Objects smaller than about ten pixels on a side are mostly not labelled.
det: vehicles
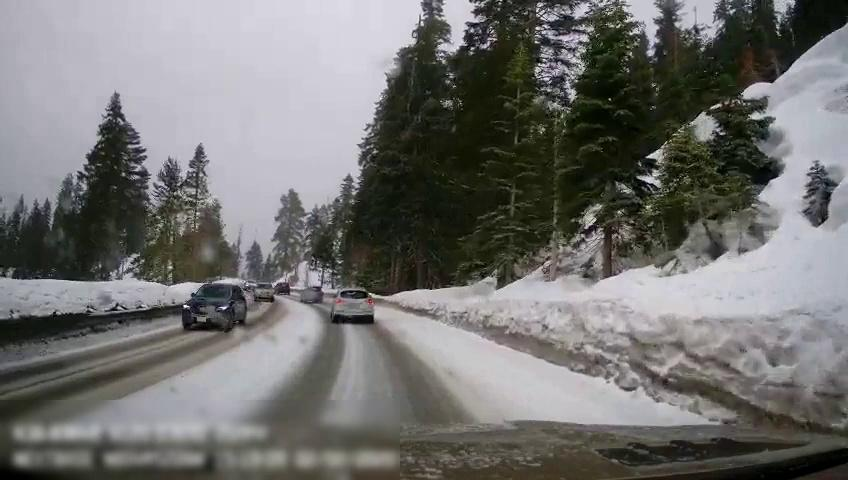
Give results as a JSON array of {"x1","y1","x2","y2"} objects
[
  {"x1": 243, "y1": 279, "x2": 257, "y2": 291},
  {"x1": 182, "y1": 283, "x2": 248, "y2": 333},
  {"x1": 330, "y1": 288, "x2": 374, "y2": 323},
  {"x1": 274, "y1": 282, "x2": 290, "y2": 296},
  {"x1": 300, "y1": 286, "x2": 323, "y2": 304},
  {"x1": 254, "y1": 282, "x2": 275, "y2": 302}
]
